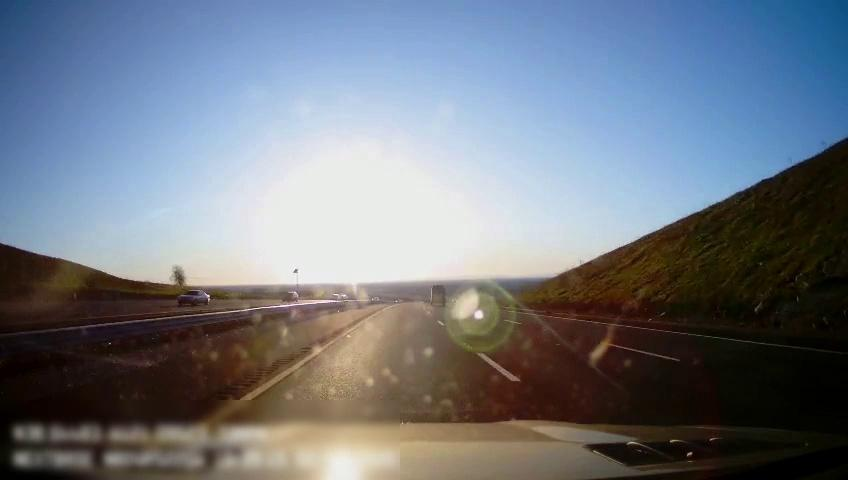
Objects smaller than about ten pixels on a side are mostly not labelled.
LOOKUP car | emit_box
[177,290,210,306]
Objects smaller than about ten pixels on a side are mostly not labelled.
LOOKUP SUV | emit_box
[282,291,298,302]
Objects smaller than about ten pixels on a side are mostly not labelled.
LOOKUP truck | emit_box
[430,285,446,306]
